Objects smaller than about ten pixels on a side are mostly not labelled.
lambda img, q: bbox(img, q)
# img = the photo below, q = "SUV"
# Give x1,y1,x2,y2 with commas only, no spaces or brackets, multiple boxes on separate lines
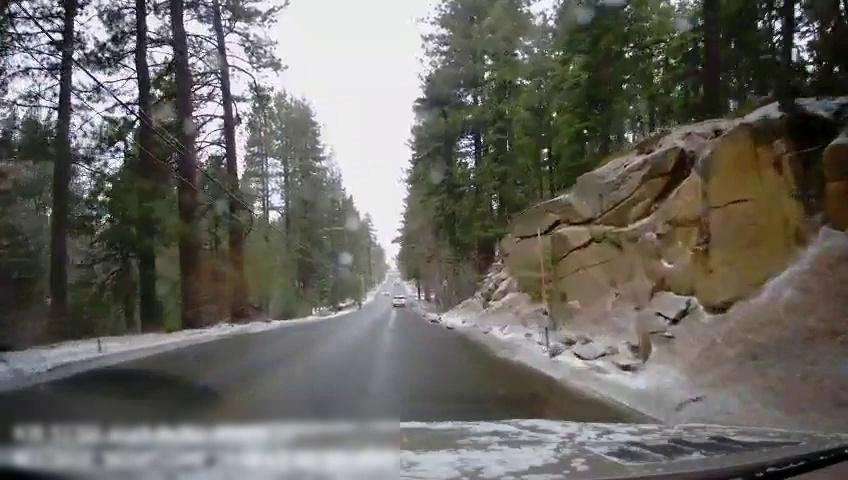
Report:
391,294,407,307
